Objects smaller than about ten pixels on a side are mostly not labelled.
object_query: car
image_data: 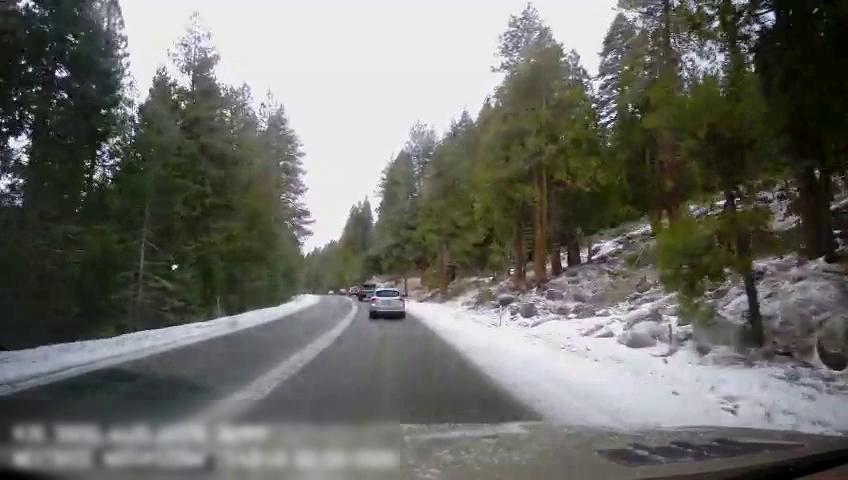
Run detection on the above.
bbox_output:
[348,287,359,296]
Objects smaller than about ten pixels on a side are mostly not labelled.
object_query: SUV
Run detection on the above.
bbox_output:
[368,288,405,318]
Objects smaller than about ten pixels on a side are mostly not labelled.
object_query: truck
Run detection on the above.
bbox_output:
[357,283,379,301]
